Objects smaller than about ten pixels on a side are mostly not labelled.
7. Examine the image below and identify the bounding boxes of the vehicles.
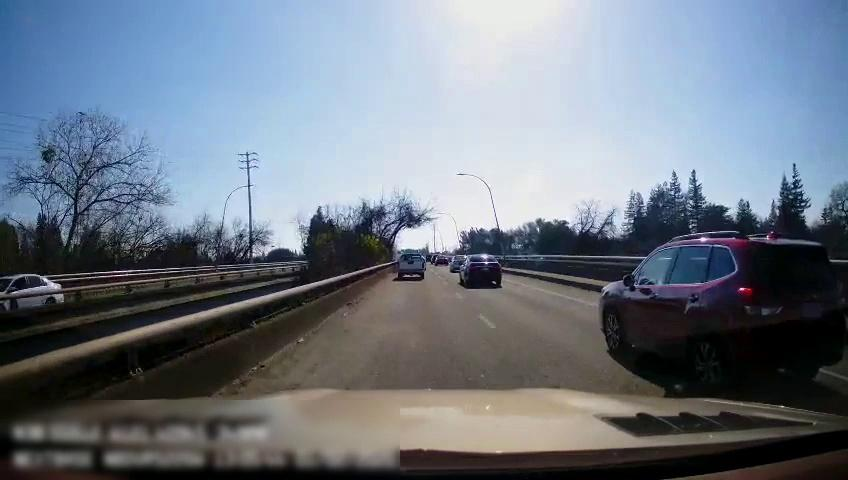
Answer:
[596,228,848,390]
[459,253,504,288]
[448,254,465,273]
[434,254,449,266]
[0,271,66,315]
[398,252,426,281]
[430,254,439,265]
